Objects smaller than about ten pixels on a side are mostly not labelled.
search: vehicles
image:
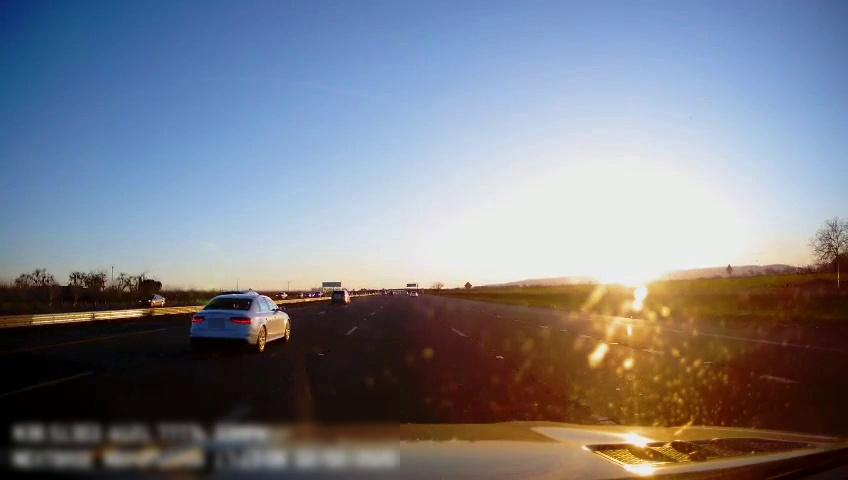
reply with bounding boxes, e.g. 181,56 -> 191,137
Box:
139,294 -> 166,308
275,292 -> 288,300
313,291 -> 324,298
219,289 -> 261,295
331,290 -> 351,305
189,294 -> 292,352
